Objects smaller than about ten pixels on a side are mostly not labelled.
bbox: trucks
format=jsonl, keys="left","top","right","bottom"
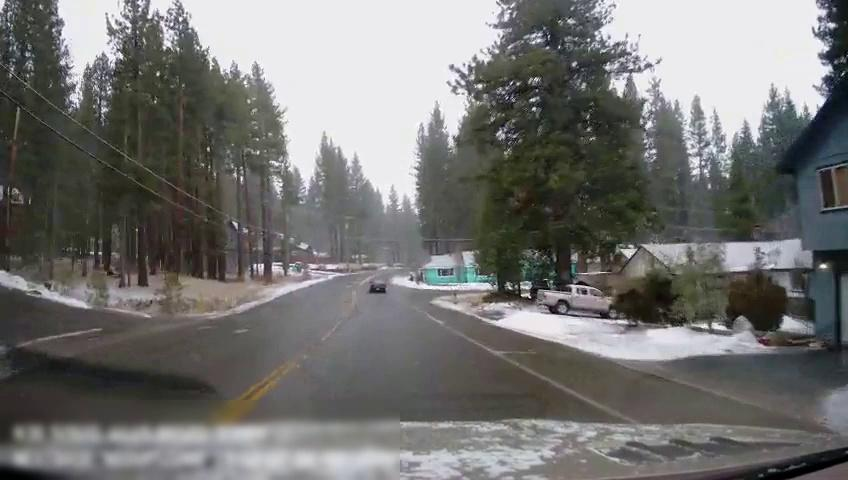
{"left": 536, "top": 284, "right": 620, "bottom": 320}
{"left": 529, "top": 279, "right": 551, "bottom": 301}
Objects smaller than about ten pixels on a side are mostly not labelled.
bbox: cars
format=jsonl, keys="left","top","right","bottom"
{"left": 368, "top": 282, "right": 387, "bottom": 294}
